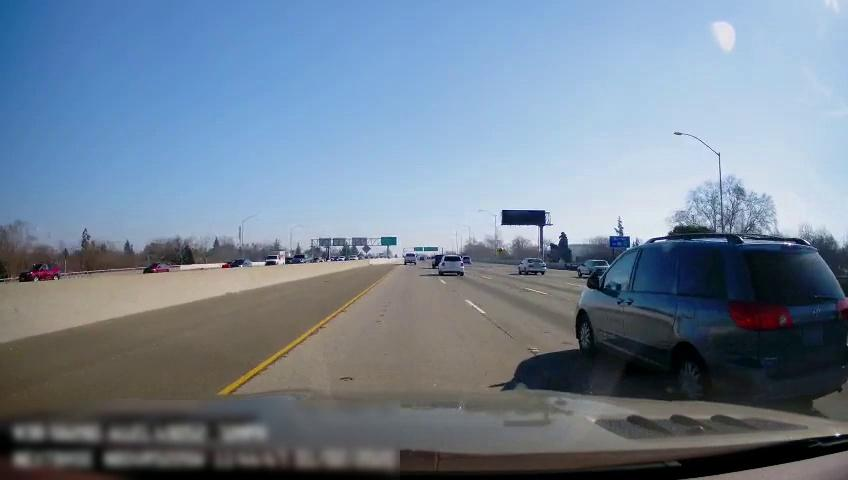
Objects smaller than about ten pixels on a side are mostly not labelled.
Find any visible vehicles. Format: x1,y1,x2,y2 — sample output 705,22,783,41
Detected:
143,263,170,274
575,259,611,279
221,261,235,269
231,259,252,268
289,253,310,265
431,254,444,269
517,257,547,276
263,250,286,266
575,232,848,409
17,264,63,283
402,252,418,266
438,254,465,277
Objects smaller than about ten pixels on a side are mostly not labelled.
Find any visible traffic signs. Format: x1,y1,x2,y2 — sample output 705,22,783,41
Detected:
609,235,631,248
380,236,398,246
351,237,367,247
423,246,439,252
332,237,346,247
318,237,332,247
